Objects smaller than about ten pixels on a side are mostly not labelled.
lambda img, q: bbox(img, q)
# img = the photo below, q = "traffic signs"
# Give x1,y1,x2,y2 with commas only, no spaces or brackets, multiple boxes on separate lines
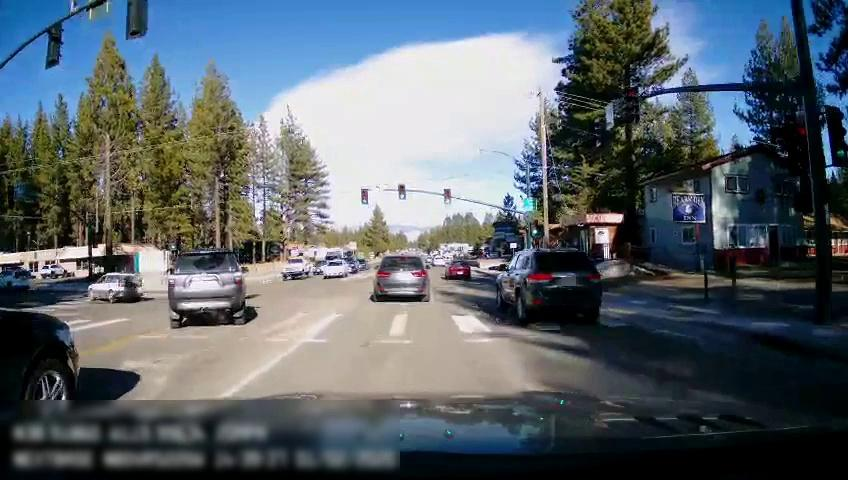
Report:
606,104,617,130
520,195,538,212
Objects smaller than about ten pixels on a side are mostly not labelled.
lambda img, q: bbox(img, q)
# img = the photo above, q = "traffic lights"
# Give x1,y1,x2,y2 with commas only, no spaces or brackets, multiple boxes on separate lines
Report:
442,187,452,203
820,109,848,185
125,0,148,39
784,121,811,171
595,117,606,150
398,183,407,200
361,188,369,207
623,86,641,123
45,23,63,68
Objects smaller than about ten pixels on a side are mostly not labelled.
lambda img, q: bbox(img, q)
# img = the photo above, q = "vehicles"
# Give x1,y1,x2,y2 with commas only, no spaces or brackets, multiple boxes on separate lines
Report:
343,257,360,274
281,257,313,280
88,272,144,303
444,258,471,280
167,249,245,327
0,270,33,294
40,264,66,280
321,259,347,280
0,307,79,417
372,255,429,303
495,247,602,327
